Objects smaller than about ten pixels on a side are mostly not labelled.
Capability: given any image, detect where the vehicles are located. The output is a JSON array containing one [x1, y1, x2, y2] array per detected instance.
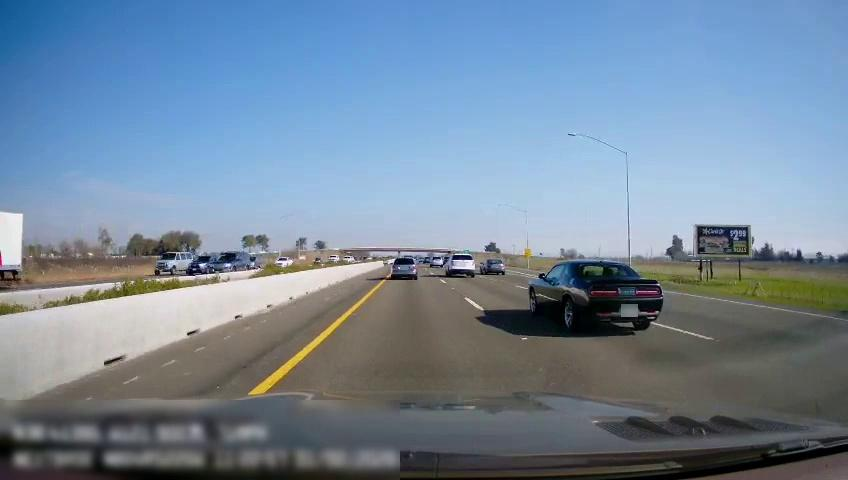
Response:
[[153, 251, 193, 277], [445, 254, 476, 278], [429, 255, 444, 268], [187, 255, 217, 277], [478, 258, 507, 276], [274, 257, 294, 268], [249, 255, 262, 270], [208, 251, 250, 274], [391, 257, 418, 281], [527, 260, 664, 336], [0, 212, 24, 281], [328, 255, 341, 264]]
